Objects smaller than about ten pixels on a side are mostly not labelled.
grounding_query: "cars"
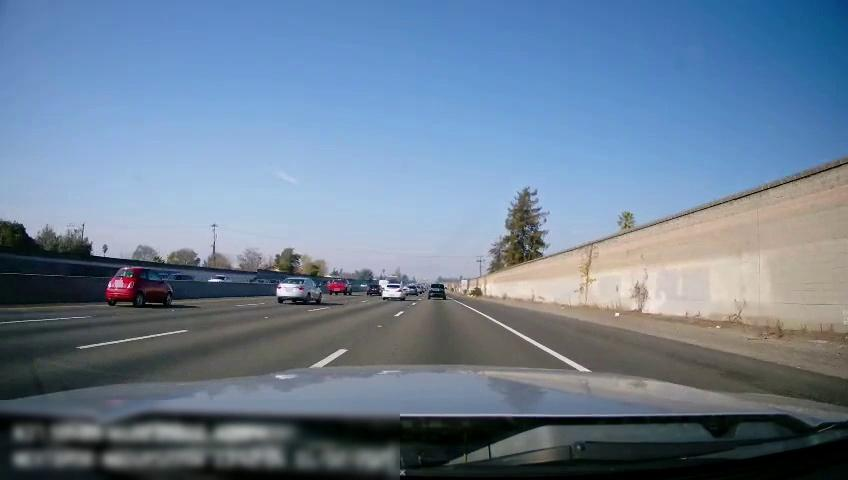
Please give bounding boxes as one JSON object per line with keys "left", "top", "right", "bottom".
{"left": 275, "top": 276, "right": 323, "bottom": 305}
{"left": 366, "top": 284, "right": 384, "bottom": 297}
{"left": 382, "top": 283, "right": 407, "bottom": 301}
{"left": 103, "top": 266, "right": 174, "bottom": 309}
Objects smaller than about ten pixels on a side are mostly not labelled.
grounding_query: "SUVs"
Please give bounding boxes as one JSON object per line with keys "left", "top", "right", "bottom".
{"left": 405, "top": 285, "right": 419, "bottom": 297}
{"left": 427, "top": 283, "right": 448, "bottom": 301}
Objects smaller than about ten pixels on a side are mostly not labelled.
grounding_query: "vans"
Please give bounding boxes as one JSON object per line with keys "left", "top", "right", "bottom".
{"left": 378, "top": 280, "right": 394, "bottom": 294}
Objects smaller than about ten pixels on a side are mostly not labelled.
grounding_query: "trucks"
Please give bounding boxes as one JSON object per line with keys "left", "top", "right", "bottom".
{"left": 327, "top": 278, "right": 352, "bottom": 296}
